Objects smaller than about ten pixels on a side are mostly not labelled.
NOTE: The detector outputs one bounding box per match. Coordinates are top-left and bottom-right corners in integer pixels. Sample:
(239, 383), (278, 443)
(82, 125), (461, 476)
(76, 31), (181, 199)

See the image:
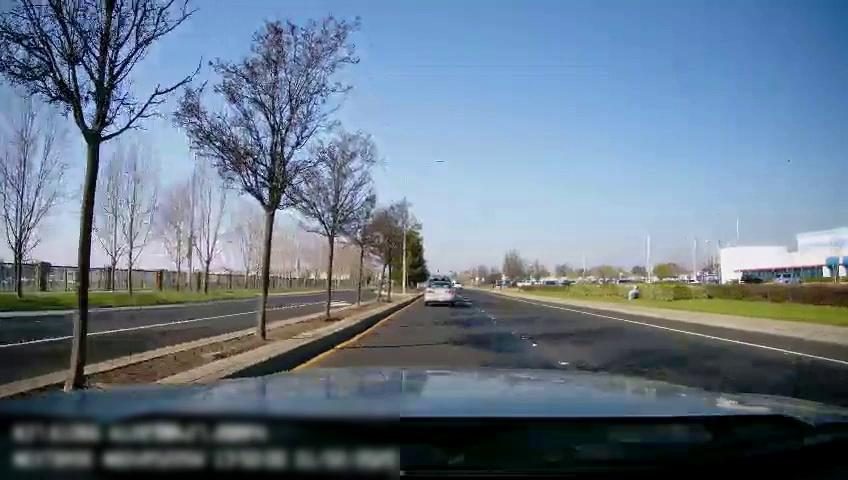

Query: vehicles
(423, 280), (457, 307)
(430, 276), (450, 284)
